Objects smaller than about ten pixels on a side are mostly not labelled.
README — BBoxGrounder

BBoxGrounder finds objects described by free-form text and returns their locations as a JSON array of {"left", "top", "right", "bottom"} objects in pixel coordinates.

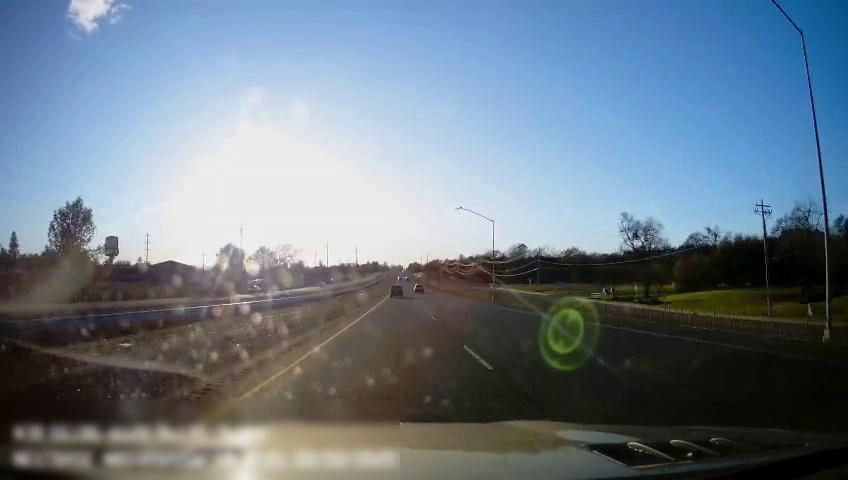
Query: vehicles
[
  {"left": 413, "top": 284, "right": 424, "bottom": 293},
  {"left": 390, "top": 285, "right": 405, "bottom": 298},
  {"left": 248, "top": 286, "right": 262, "bottom": 294}
]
